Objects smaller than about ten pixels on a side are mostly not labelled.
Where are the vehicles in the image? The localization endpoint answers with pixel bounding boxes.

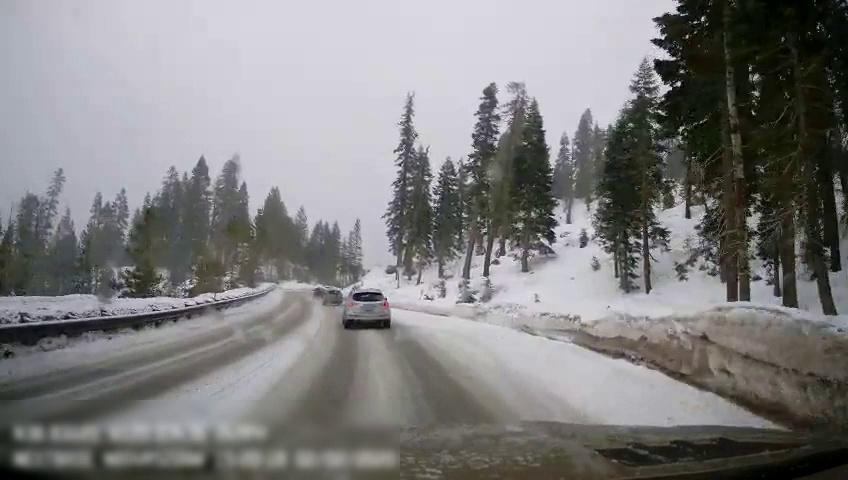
[313,286,325,297]
[322,288,344,306]
[343,289,391,331]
